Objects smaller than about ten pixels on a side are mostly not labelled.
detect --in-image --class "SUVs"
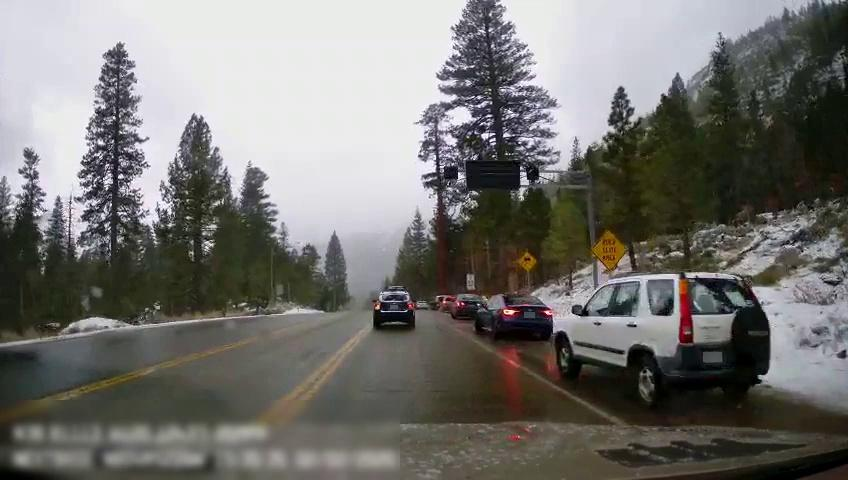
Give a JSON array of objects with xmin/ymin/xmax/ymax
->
[
  {"xmin": 431, "ymin": 295, "xmax": 447, "ymax": 311},
  {"xmin": 438, "ymin": 296, "xmax": 459, "ymax": 313},
  {"xmin": 371, "ymin": 285, "xmax": 416, "ymax": 329},
  {"xmin": 551, "ymin": 271, "xmax": 773, "ymax": 409}
]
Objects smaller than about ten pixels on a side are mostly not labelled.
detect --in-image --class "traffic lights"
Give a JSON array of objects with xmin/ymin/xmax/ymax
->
[
  {"xmin": 443, "ymin": 165, "xmax": 459, "ymax": 180},
  {"xmin": 525, "ymin": 165, "xmax": 541, "ymax": 181}
]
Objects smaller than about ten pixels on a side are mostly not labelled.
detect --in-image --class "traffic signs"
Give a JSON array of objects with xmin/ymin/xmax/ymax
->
[
  {"xmin": 465, "ymin": 273, "xmax": 476, "ymax": 285},
  {"xmin": 516, "ymin": 251, "xmax": 538, "ymax": 271},
  {"xmin": 589, "ymin": 229, "xmax": 628, "ymax": 272}
]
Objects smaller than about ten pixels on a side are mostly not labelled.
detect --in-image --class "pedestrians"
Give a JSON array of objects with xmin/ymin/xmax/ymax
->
[{"xmin": 429, "ymin": 299, "xmax": 436, "ymax": 311}]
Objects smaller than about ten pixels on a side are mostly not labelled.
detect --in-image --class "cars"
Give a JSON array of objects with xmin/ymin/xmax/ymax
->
[
  {"xmin": 412, "ymin": 300, "xmax": 429, "ymax": 311},
  {"xmin": 450, "ymin": 293, "xmax": 485, "ymax": 320},
  {"xmin": 473, "ymin": 294, "xmax": 554, "ymax": 342}
]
